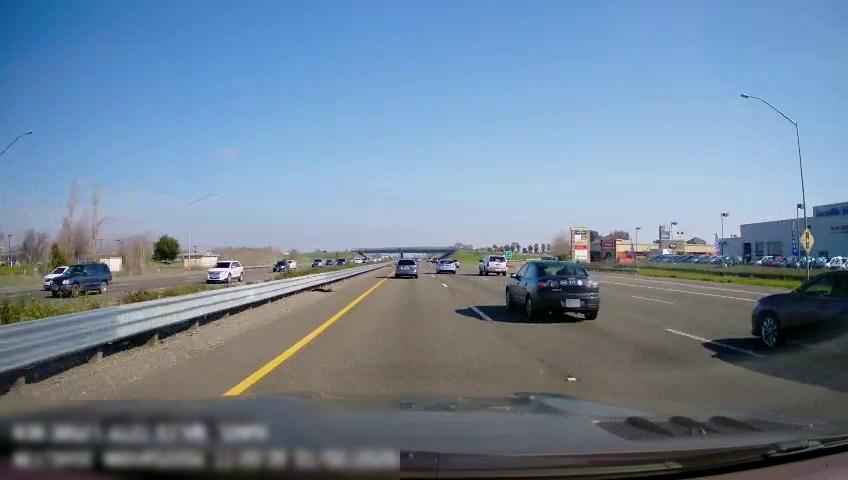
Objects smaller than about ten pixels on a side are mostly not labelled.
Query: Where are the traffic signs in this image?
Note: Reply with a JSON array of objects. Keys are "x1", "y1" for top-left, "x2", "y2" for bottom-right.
[
  {"x1": 799, "y1": 227, "x2": 815, "y2": 256},
  {"x1": 502, "y1": 250, "x2": 513, "y2": 259}
]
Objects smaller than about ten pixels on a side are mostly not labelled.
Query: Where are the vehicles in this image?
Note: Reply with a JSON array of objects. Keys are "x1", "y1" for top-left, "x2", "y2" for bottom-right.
[
  {"x1": 435, "y1": 258, "x2": 456, "y2": 275},
  {"x1": 311, "y1": 258, "x2": 327, "y2": 269},
  {"x1": 272, "y1": 260, "x2": 291, "y2": 273},
  {"x1": 43, "y1": 266, "x2": 71, "y2": 292},
  {"x1": 206, "y1": 260, "x2": 245, "y2": 285},
  {"x1": 478, "y1": 254, "x2": 507, "y2": 276},
  {"x1": 750, "y1": 269, "x2": 848, "y2": 355},
  {"x1": 335, "y1": 258, "x2": 349, "y2": 267},
  {"x1": 50, "y1": 263, "x2": 113, "y2": 299},
  {"x1": 284, "y1": 259, "x2": 297, "y2": 270},
  {"x1": 393, "y1": 259, "x2": 419, "y2": 279},
  {"x1": 504, "y1": 259, "x2": 601, "y2": 321}
]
